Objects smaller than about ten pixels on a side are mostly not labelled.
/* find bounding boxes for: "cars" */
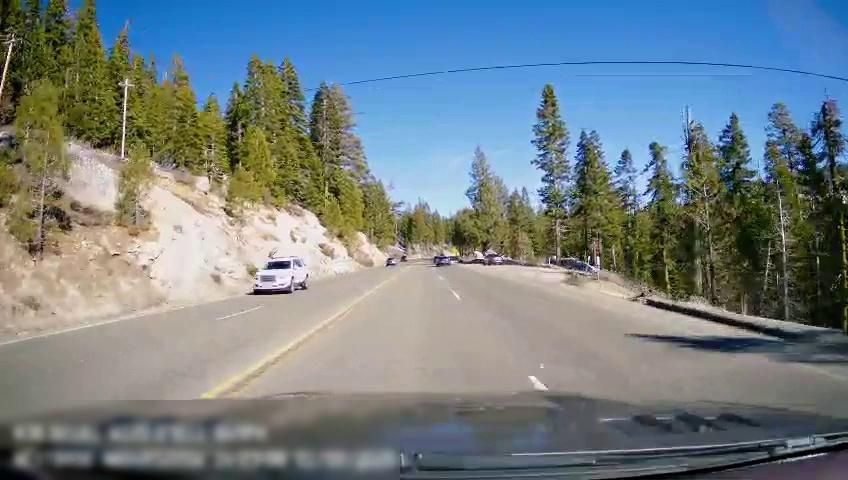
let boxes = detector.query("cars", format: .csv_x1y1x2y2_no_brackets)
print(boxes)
435,255,451,267
479,253,504,265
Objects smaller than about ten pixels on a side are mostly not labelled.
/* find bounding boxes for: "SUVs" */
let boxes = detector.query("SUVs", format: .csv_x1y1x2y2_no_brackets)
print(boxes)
385,257,397,267
254,255,310,295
